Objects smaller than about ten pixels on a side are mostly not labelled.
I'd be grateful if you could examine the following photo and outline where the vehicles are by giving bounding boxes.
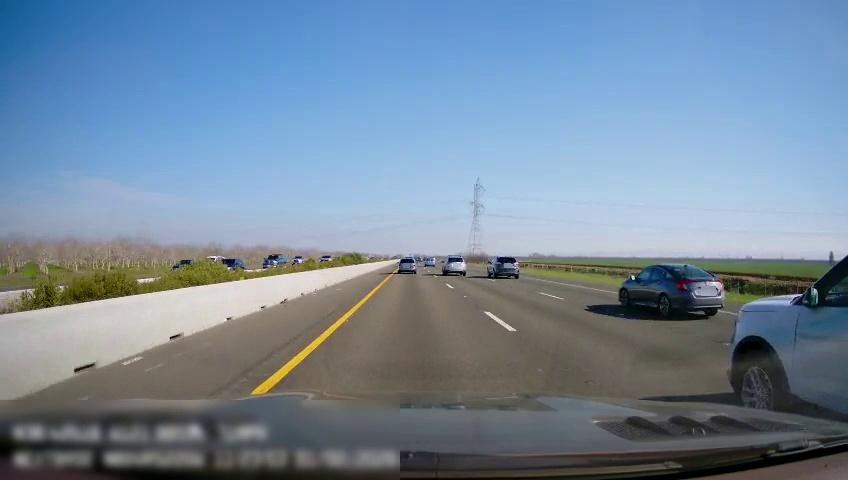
[441,255,467,276]
[725,254,848,424]
[206,255,225,262]
[172,259,192,270]
[397,257,417,275]
[618,263,725,319]
[487,255,520,279]
[320,254,333,262]
[262,254,289,269]
[291,255,305,266]
[223,258,246,272]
